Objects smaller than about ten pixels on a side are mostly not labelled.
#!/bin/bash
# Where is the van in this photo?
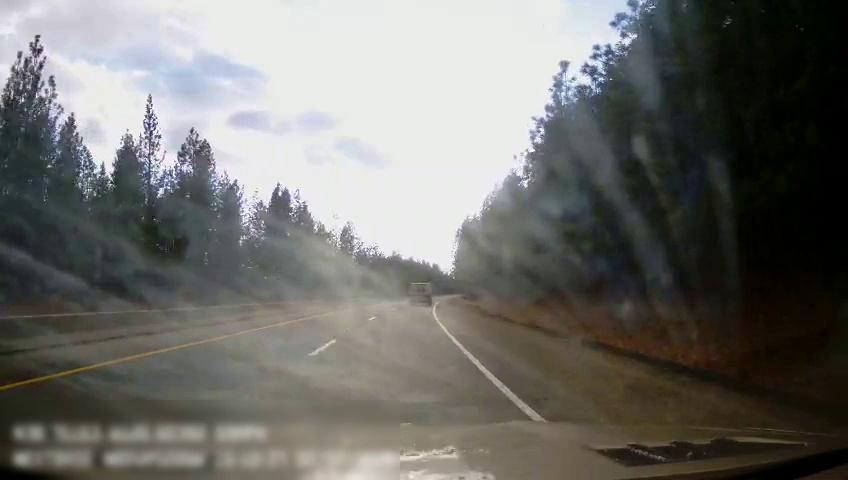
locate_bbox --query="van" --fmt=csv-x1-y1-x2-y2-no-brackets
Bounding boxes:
410,282,433,306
